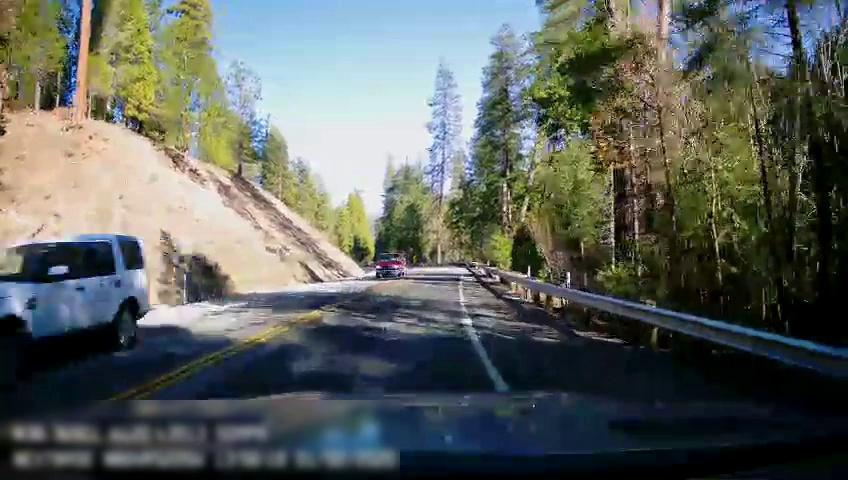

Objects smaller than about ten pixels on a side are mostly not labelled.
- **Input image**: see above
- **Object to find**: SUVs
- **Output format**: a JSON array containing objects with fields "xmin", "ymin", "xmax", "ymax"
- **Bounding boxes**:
[
  {"xmin": 374, "ymin": 253, "xmax": 407, "ymax": 279},
  {"xmin": 0, "ymin": 233, "xmax": 150, "ymax": 372}
]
